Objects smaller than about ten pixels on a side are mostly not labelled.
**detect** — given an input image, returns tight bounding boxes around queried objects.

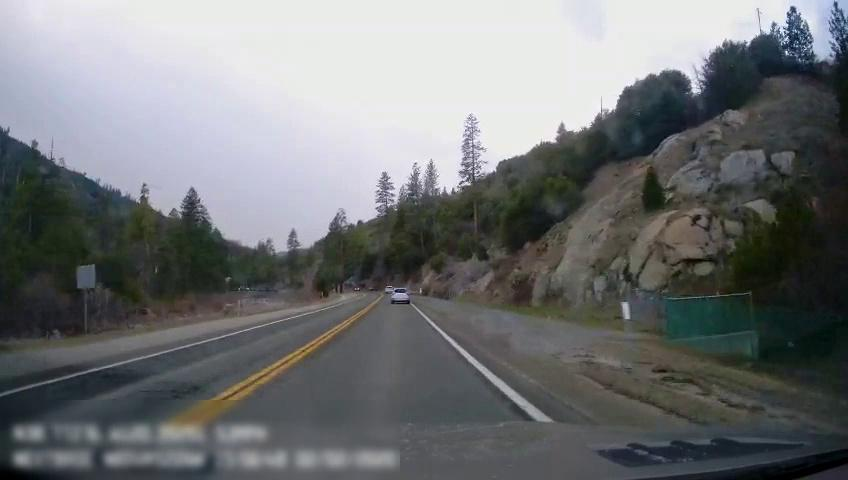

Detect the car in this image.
[391,287,410,304]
